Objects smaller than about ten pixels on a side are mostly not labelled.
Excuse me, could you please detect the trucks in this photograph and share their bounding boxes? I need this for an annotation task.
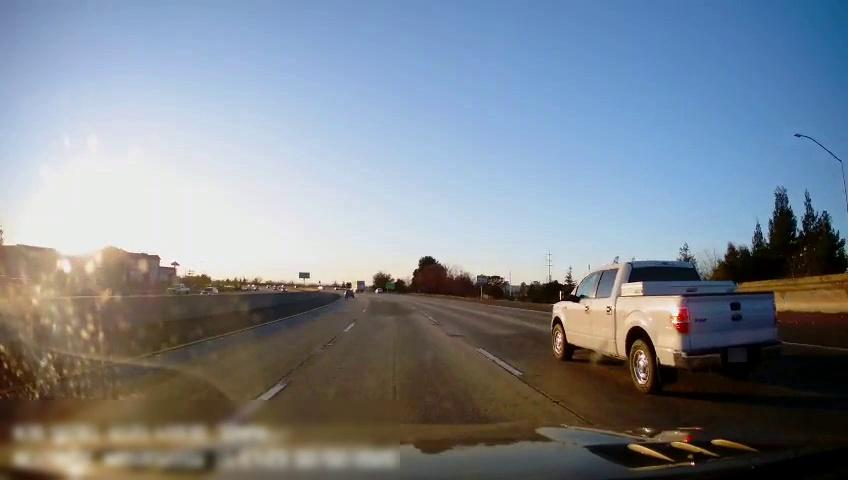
[550,258,783,395]
[351,279,366,293]
[167,283,190,295]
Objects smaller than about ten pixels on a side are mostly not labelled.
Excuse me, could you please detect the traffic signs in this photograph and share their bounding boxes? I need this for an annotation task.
[476,274,488,285]
[298,271,310,279]
[385,282,396,290]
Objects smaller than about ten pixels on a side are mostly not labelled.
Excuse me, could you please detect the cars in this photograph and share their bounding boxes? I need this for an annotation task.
[344,289,355,299]
[200,286,219,295]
